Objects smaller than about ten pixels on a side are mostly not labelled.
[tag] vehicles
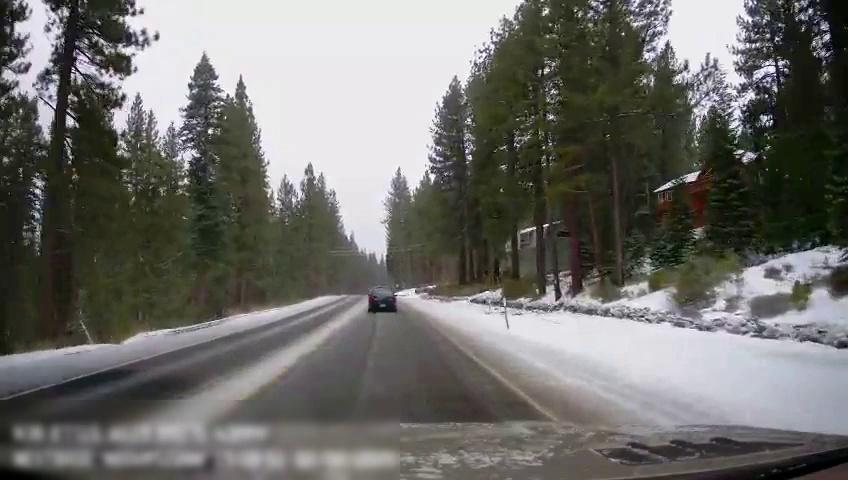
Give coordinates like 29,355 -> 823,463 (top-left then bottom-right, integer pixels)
414,284 -> 436,295
368,288 -> 397,313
